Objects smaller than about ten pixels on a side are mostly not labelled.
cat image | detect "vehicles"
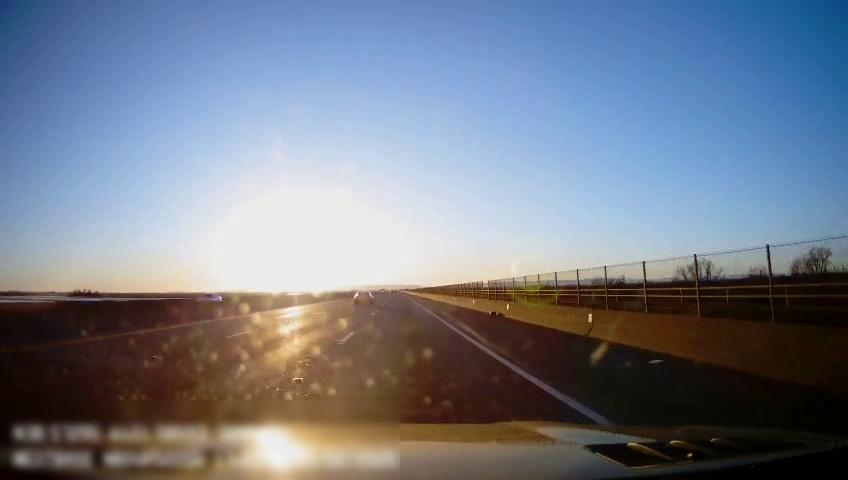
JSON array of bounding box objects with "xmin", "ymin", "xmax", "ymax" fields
[
  {"xmin": 195, "ymin": 293, "xmax": 223, "ymax": 304},
  {"xmin": 354, "ymin": 291, "xmax": 375, "ymax": 305}
]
